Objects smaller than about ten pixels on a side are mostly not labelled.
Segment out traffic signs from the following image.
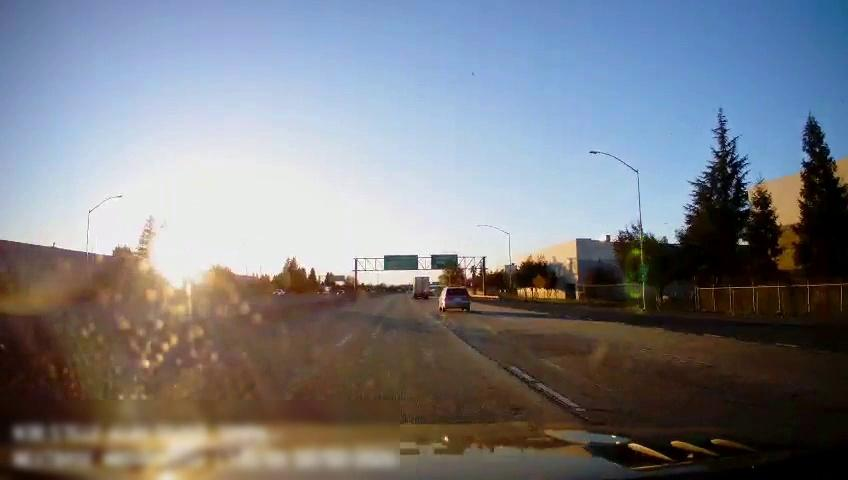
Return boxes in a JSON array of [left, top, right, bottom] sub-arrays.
[[431, 254, 458, 269], [384, 255, 419, 271]]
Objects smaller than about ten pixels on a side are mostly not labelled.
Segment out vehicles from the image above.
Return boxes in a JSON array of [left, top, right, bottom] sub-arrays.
[[413, 276, 429, 299], [439, 287, 471, 313], [272, 288, 286, 296]]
